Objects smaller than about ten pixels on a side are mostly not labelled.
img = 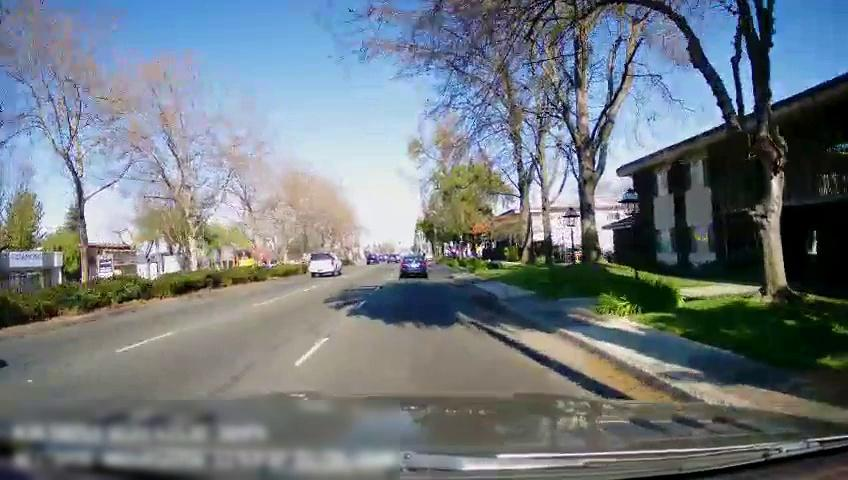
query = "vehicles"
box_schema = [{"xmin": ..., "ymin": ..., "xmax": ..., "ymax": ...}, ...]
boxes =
[
  {"xmin": 367, "ymin": 255, "xmax": 379, "ymax": 264},
  {"xmin": 309, "ymin": 252, "xmax": 344, "ymax": 277},
  {"xmin": 400, "ymin": 253, "xmax": 428, "ymax": 277}
]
